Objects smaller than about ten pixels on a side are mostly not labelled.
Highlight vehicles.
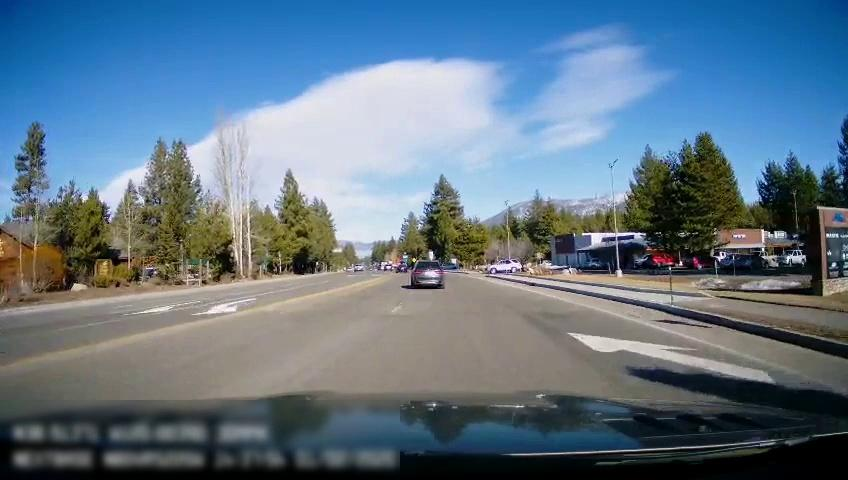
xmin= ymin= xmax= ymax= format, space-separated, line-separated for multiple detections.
xmin=649 ymin=252 xmax=679 ymax=268
xmin=411 ymin=261 xmax=444 ymax=291
xmin=441 ymin=263 xmax=457 ymax=270
xmin=778 ymin=251 xmax=808 ymax=267
xmin=687 ymin=255 xmax=718 ymax=271
xmin=632 ymin=254 xmax=652 ymax=269
xmin=487 ymin=260 xmax=522 ymax=276
xmin=720 ymin=254 xmax=767 ymax=273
